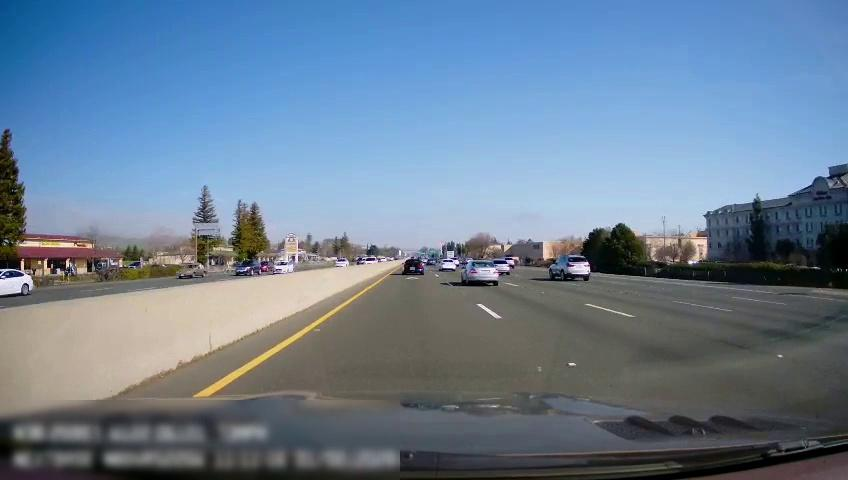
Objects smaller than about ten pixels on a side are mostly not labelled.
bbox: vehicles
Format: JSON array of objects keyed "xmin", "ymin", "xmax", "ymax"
[
  {"xmin": 175, "ymin": 262, "xmax": 207, "ymax": 280},
  {"xmin": 356, "ymin": 257, "xmax": 364, "ymax": 265},
  {"xmin": 460, "ymin": 260, "xmax": 498, "ymax": 286},
  {"xmin": 548, "ymin": 255, "xmax": 591, "ymax": 281},
  {"xmin": 363, "ymin": 256, "xmax": 379, "ymax": 264},
  {"xmin": 439, "ymin": 259, "xmax": 456, "ymax": 271},
  {"xmin": 335, "ymin": 258, "xmax": 350, "ymax": 268},
  {"xmin": 443, "ymin": 251, "xmax": 454, "ymax": 259},
  {"xmin": 505, "ymin": 256, "xmax": 515, "ymax": 269},
  {"xmin": 492, "ymin": 257, "xmax": 511, "ymax": 275},
  {"xmin": 272, "ymin": 261, "xmax": 294, "ymax": 275},
  {"xmin": 401, "ymin": 257, "xmax": 425, "ymax": 276},
  {"xmin": 259, "ymin": 260, "xmax": 273, "ymax": 272},
  {"xmin": 0, "ymin": 268, "xmax": 34, "ymax": 297},
  {"xmin": 377, "ymin": 256, "xmax": 388, "ymax": 262},
  {"xmin": 451, "ymin": 258, "xmax": 461, "ymax": 268},
  {"xmin": 235, "ymin": 259, "xmax": 262, "ymax": 277}
]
